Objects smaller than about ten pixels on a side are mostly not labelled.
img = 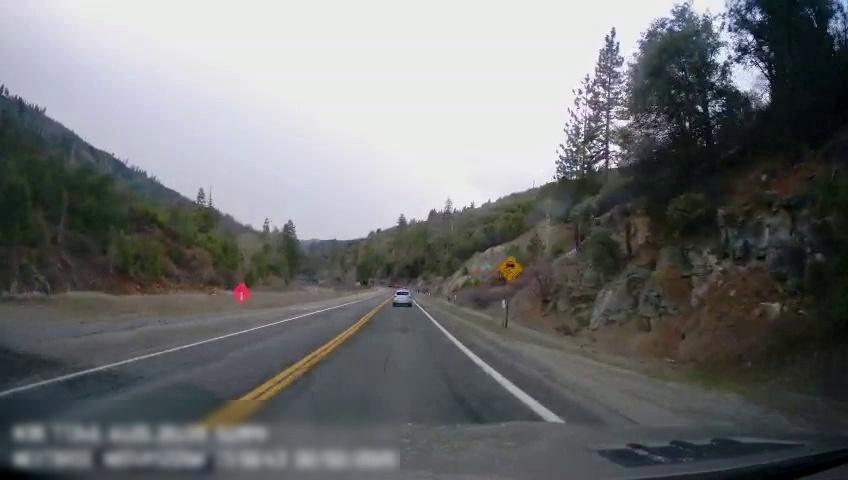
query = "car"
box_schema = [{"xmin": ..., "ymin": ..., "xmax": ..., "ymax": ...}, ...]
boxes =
[{"xmin": 392, "ymin": 290, "xmax": 412, "ymax": 307}]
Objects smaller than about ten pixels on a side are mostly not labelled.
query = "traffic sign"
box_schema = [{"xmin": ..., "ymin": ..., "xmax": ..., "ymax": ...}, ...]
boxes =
[{"xmin": 499, "ymin": 255, "xmax": 522, "ymax": 282}]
